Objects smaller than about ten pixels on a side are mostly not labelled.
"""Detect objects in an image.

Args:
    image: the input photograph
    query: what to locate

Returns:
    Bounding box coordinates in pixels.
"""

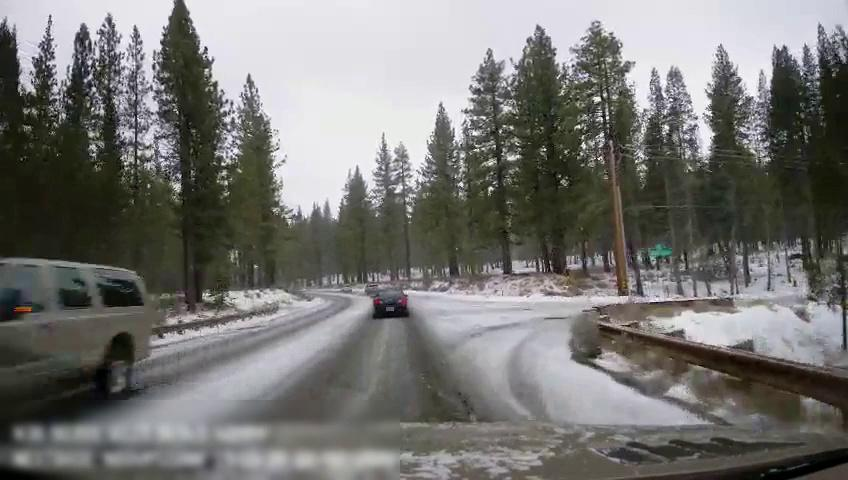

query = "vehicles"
[371,287,409,317]
[0,259,155,420]
[364,283,380,296]
[340,283,353,293]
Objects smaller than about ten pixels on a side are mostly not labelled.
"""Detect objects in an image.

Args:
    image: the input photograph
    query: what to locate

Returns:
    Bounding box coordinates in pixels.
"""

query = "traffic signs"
[648,247,673,257]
